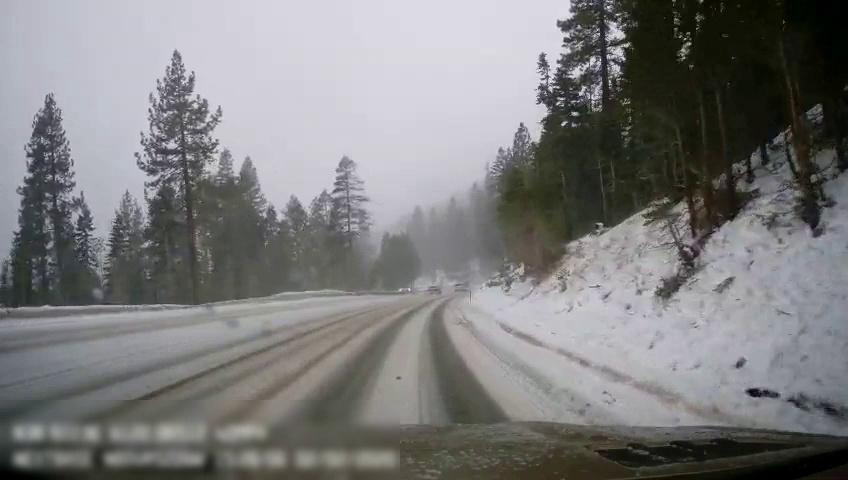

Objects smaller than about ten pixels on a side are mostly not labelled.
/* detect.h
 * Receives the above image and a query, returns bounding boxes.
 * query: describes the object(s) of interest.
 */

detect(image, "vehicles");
[398,284,416,295]
[454,282,467,292]
[427,285,443,296]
